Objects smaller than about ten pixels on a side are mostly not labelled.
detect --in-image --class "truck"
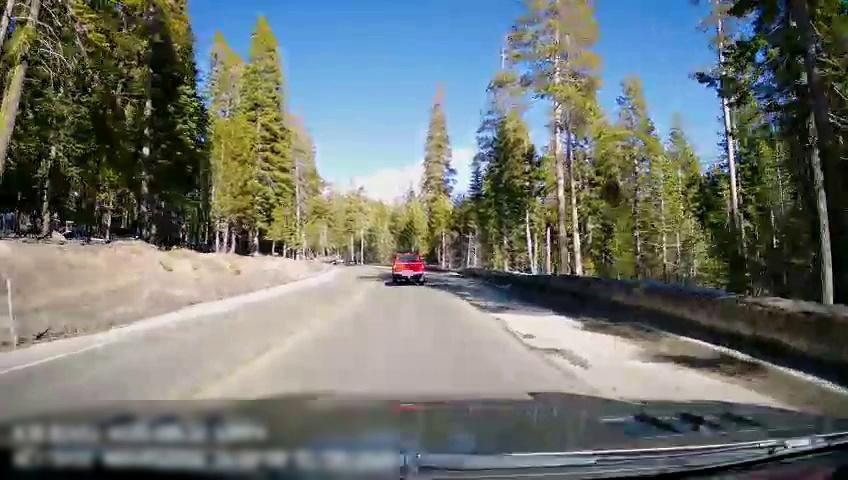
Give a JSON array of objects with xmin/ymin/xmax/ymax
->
[{"xmin": 391, "ymin": 252, "xmax": 426, "ymax": 285}]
